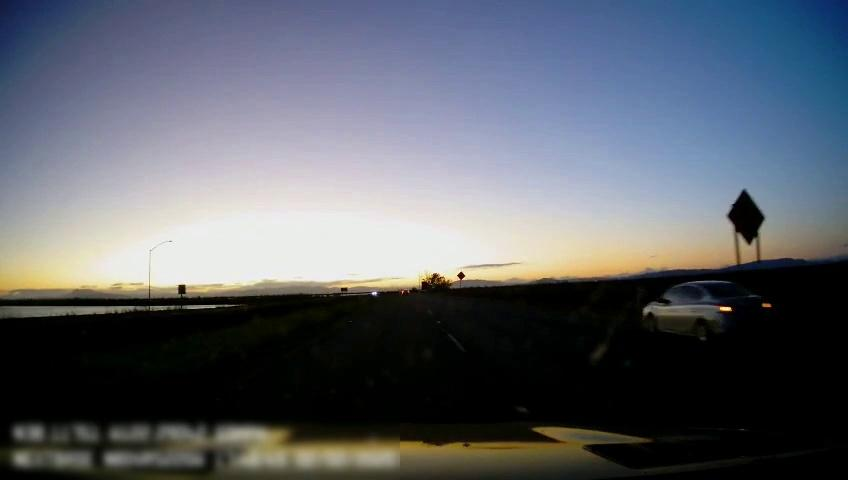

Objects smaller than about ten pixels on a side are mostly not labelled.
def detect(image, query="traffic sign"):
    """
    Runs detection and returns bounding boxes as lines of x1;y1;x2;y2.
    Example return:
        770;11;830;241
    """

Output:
727;188;765;246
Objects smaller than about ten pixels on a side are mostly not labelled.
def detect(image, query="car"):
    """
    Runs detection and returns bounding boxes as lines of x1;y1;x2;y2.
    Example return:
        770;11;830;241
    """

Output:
641;280;779;343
